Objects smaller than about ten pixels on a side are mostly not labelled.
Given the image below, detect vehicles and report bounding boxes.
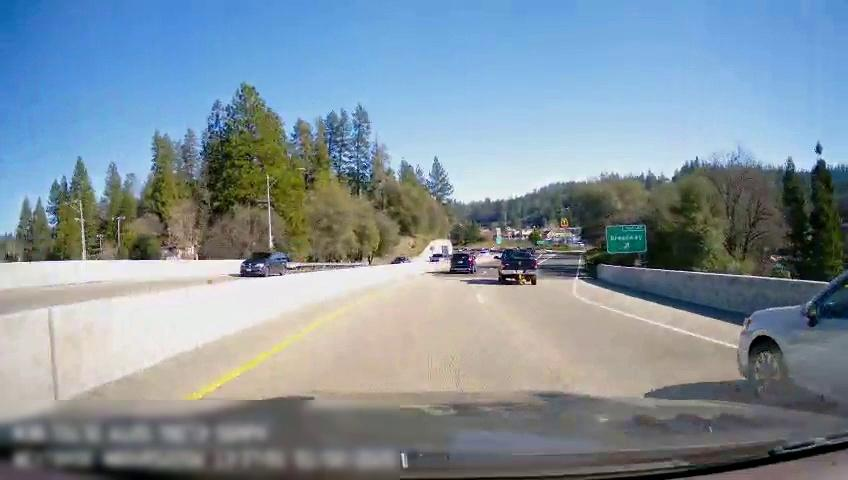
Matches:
[449,252,477,274]
[391,256,414,268]
[493,248,538,285]
[427,253,448,267]
[734,268,848,418]
[239,251,289,278]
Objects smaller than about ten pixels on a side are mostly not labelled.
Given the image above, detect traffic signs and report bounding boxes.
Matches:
[605,224,648,254]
